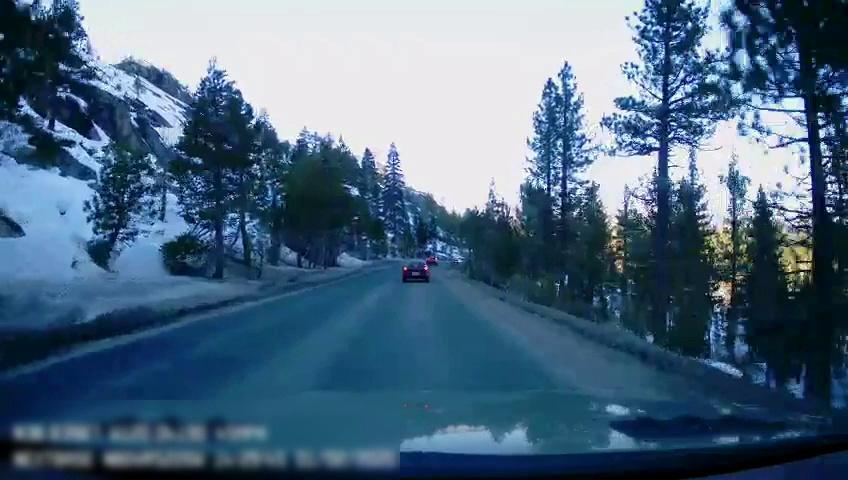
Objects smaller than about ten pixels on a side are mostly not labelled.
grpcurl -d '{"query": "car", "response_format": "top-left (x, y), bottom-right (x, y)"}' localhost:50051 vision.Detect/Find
top-left (400, 259), bottom-right (432, 283)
